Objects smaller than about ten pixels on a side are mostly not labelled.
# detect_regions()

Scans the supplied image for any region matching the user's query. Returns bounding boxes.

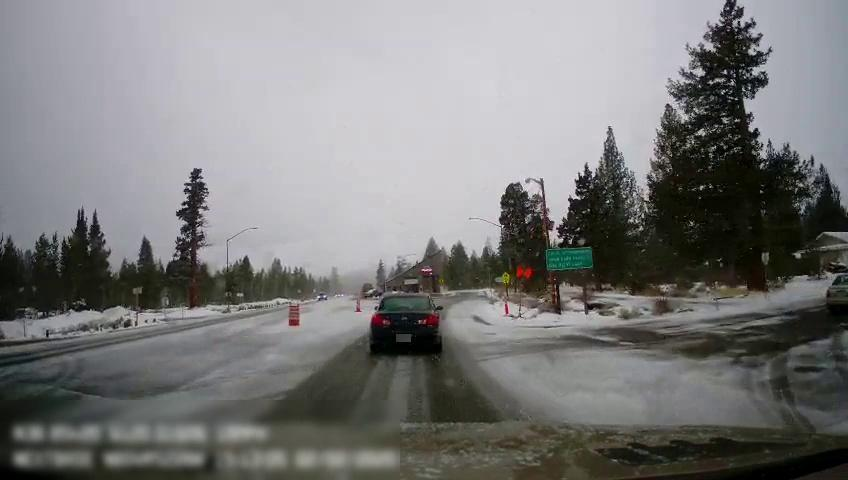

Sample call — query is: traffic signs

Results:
[546,247,593,271]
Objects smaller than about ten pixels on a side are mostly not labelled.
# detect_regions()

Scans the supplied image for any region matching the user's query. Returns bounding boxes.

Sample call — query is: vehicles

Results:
[365,289,382,298]
[370,294,444,354]
[825,274,848,312]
